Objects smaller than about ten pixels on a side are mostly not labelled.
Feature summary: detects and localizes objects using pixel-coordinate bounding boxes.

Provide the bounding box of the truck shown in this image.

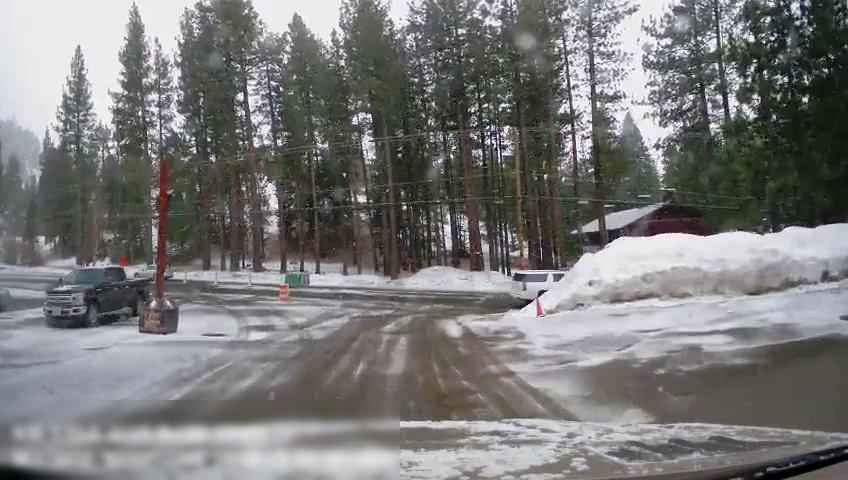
[42,266,145,329]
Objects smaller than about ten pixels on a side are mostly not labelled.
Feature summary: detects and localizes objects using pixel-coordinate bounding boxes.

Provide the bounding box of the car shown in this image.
[132,265,176,282]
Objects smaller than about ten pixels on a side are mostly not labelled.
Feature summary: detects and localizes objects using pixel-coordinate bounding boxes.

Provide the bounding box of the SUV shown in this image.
[509,270,569,309]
